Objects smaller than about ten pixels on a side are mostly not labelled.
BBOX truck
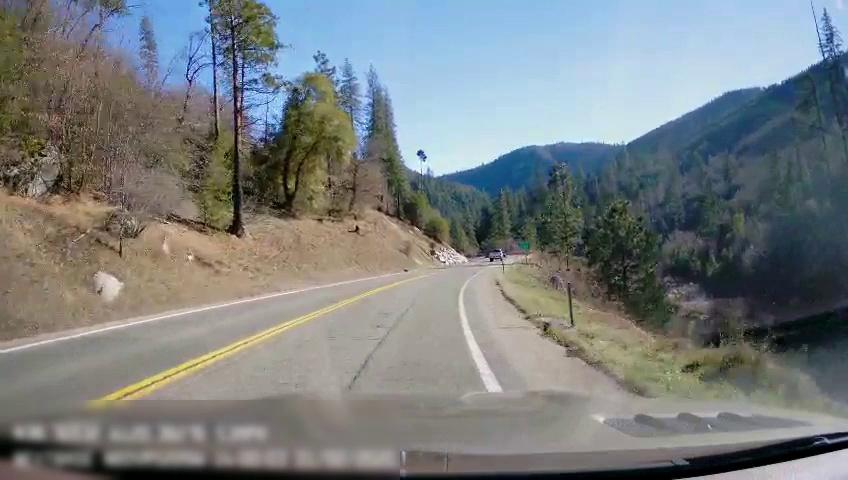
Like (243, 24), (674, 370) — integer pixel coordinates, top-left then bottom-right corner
(489, 249), (505, 262)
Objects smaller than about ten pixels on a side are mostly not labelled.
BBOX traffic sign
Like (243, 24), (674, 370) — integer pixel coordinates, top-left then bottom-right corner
(519, 241), (529, 253)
